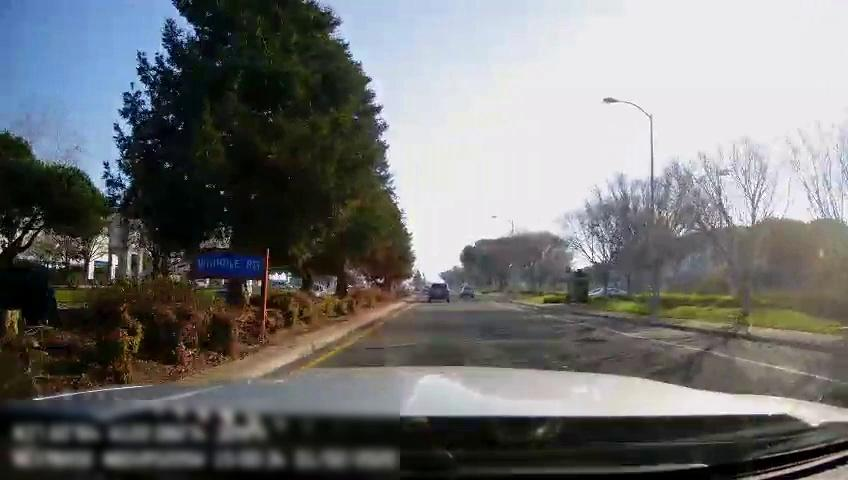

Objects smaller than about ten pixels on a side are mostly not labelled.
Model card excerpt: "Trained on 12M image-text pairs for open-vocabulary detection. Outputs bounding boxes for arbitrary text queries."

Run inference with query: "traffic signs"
[189,249,266,281]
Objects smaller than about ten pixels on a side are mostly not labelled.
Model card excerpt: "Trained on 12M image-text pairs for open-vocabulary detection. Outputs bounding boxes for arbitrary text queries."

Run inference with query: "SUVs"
[427,282,450,303]
[459,285,475,299]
